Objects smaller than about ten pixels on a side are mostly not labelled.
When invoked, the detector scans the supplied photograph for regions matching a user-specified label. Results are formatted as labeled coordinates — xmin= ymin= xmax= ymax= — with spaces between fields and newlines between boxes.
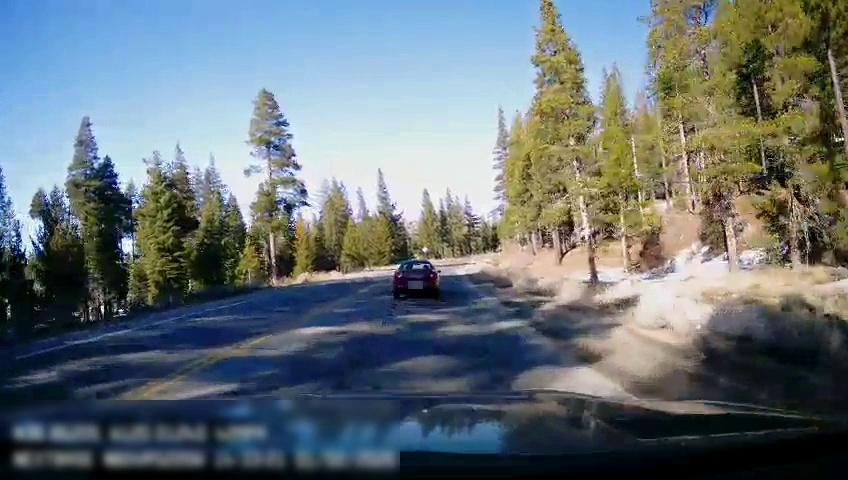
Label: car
xmin=392 ymin=259 xmax=441 ymax=301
